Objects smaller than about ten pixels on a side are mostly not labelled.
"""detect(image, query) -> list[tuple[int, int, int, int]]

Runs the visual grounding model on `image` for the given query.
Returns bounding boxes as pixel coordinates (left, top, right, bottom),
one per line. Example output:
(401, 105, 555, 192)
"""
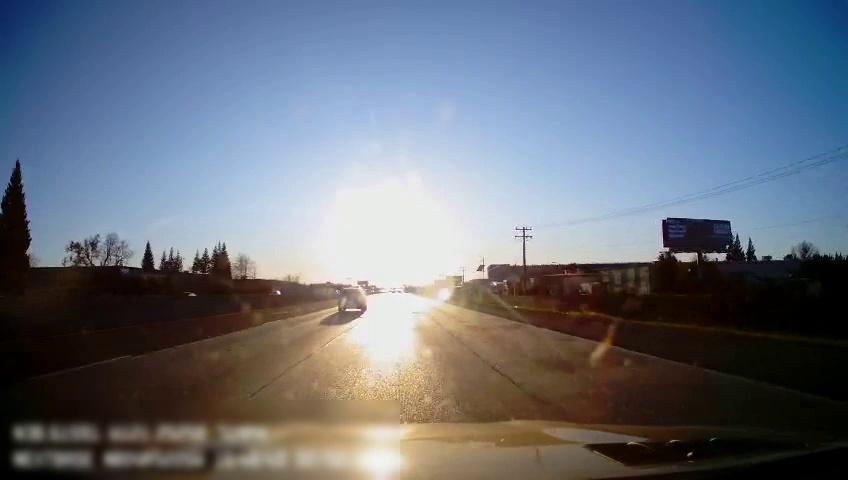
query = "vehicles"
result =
(338, 287, 367, 312)
(267, 290, 281, 297)
(177, 292, 197, 300)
